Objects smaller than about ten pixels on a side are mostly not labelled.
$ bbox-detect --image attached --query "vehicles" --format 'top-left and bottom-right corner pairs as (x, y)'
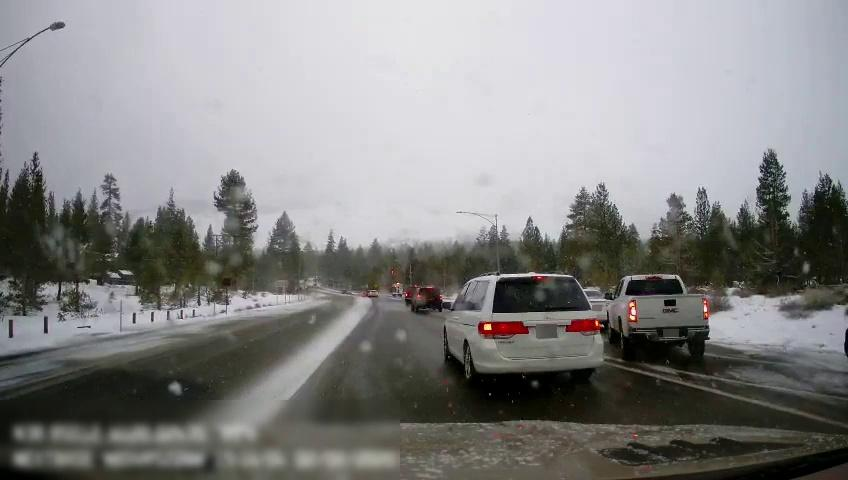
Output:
(843, 328), (848, 359)
(604, 274), (711, 359)
(583, 289), (608, 330)
(391, 282), (403, 297)
(410, 287), (443, 314)
(404, 286), (415, 306)
(367, 290), (379, 298)
(441, 272), (604, 382)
